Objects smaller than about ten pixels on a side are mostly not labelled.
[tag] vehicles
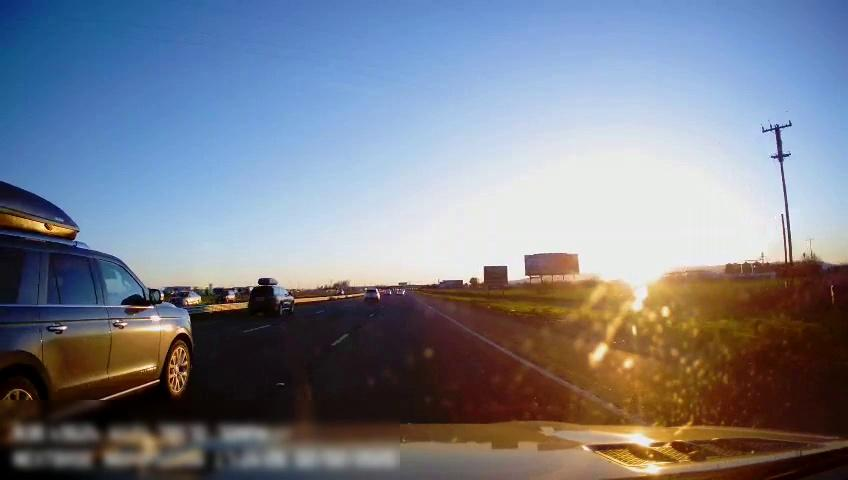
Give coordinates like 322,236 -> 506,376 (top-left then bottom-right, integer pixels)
215,289 -> 237,304
0,178 -> 194,442
247,278 -> 295,319
363,287 -> 380,301
169,291 -> 201,308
